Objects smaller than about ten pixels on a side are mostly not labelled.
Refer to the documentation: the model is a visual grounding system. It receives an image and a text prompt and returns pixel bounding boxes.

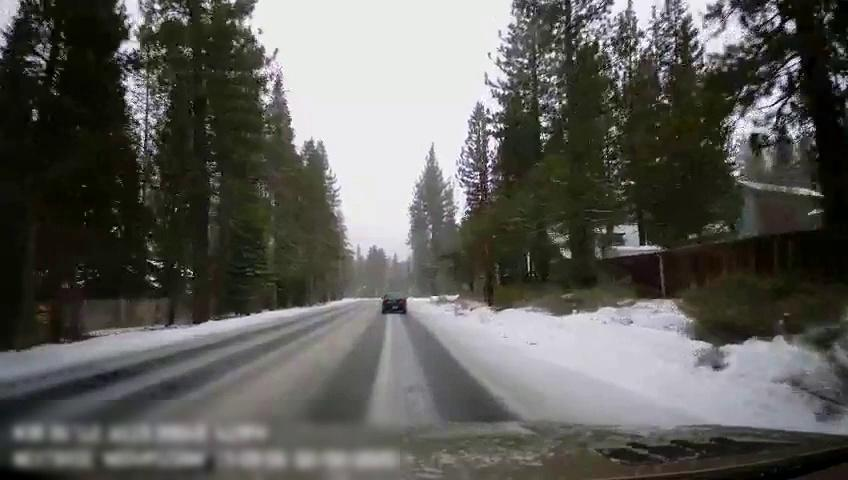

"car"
[380,290,408,314]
